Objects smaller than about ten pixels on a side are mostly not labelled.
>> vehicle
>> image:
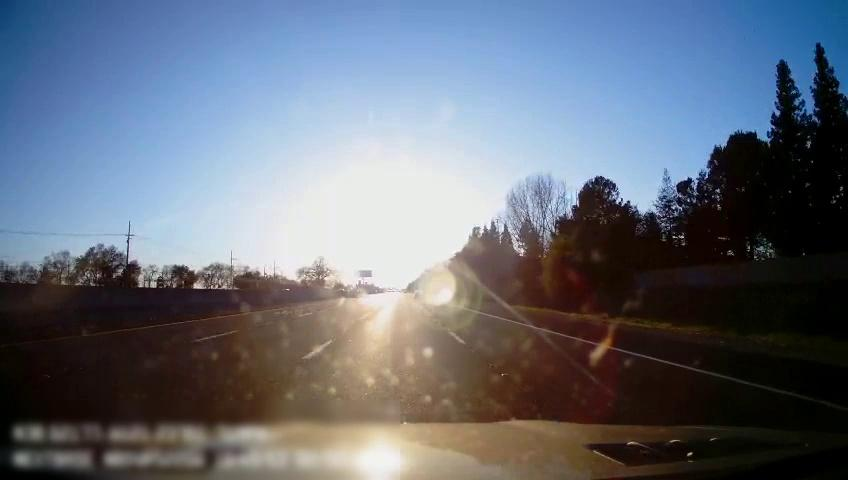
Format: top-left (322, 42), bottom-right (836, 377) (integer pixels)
top-left (413, 290), bottom-right (424, 299)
